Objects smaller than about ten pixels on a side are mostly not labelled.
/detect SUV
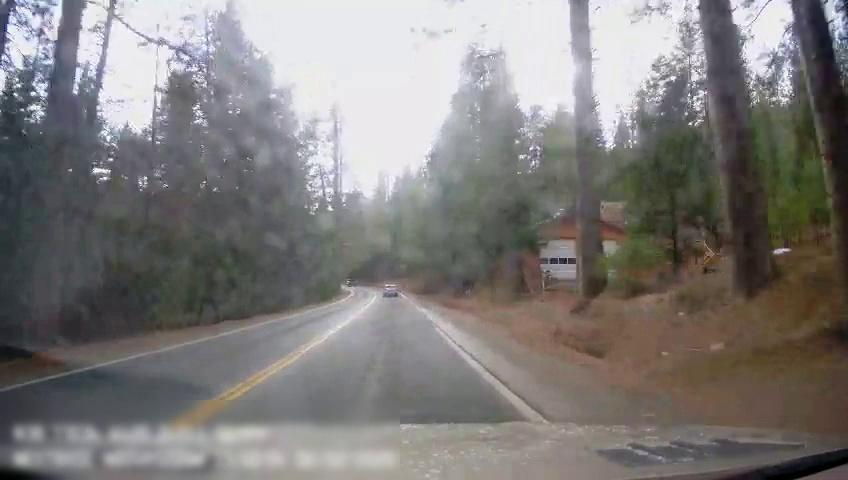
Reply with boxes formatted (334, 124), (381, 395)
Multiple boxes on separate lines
(382, 283), (397, 297)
